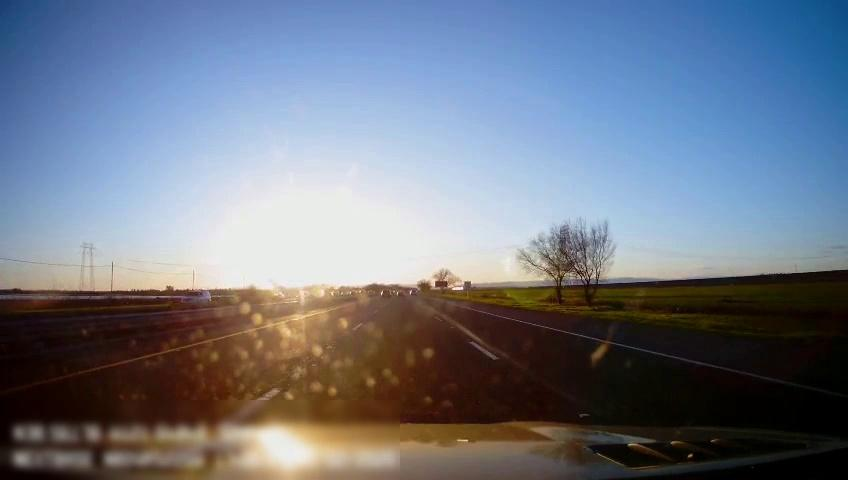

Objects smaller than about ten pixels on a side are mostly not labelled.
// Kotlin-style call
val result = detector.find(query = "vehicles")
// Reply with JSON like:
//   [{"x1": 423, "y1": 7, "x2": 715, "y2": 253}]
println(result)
[
  {"x1": 180, "y1": 290, "x2": 212, "y2": 305},
  {"x1": 271, "y1": 292, "x2": 286, "y2": 301},
  {"x1": 297, "y1": 291, "x2": 311, "y2": 299}
]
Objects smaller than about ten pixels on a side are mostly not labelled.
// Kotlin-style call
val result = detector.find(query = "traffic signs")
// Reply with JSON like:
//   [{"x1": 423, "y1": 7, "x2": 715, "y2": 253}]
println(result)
[{"x1": 435, "y1": 280, "x2": 448, "y2": 288}]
